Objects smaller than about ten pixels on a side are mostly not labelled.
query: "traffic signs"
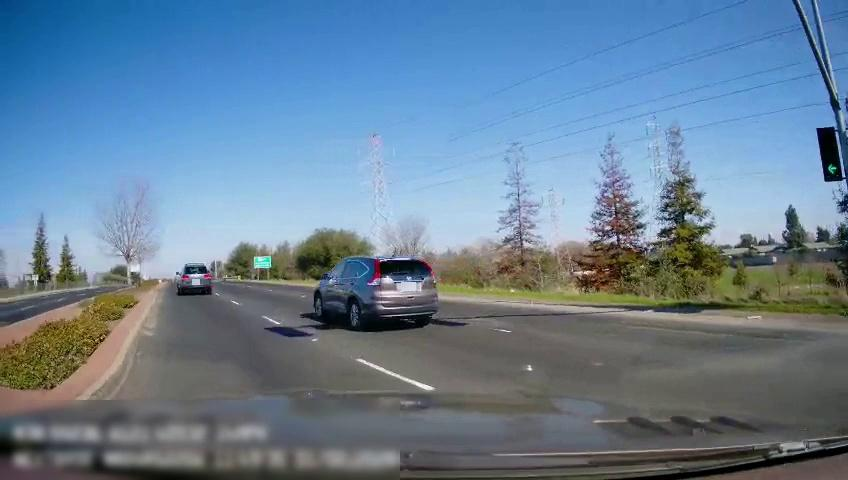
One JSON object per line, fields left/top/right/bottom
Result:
{"left": 253, "top": 255, "right": 272, "bottom": 270}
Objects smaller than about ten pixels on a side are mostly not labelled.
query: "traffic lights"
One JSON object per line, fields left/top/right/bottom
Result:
{"left": 817, "top": 125, "right": 845, "bottom": 181}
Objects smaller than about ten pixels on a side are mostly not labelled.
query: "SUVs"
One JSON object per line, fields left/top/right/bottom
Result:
{"left": 175, "top": 263, "right": 213, "bottom": 297}
{"left": 313, "top": 255, "right": 439, "bottom": 332}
